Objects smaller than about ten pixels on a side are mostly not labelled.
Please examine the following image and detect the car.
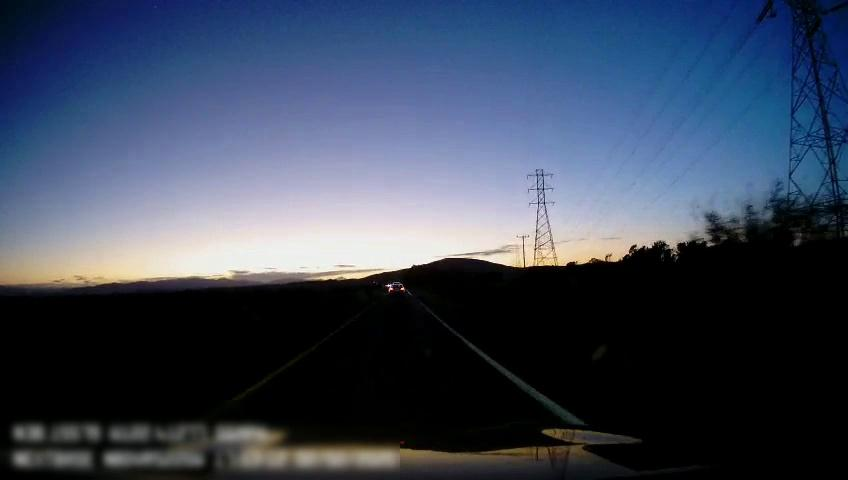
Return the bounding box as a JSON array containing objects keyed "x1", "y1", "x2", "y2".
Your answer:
[{"x1": 388, "y1": 283, "x2": 406, "y2": 296}]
